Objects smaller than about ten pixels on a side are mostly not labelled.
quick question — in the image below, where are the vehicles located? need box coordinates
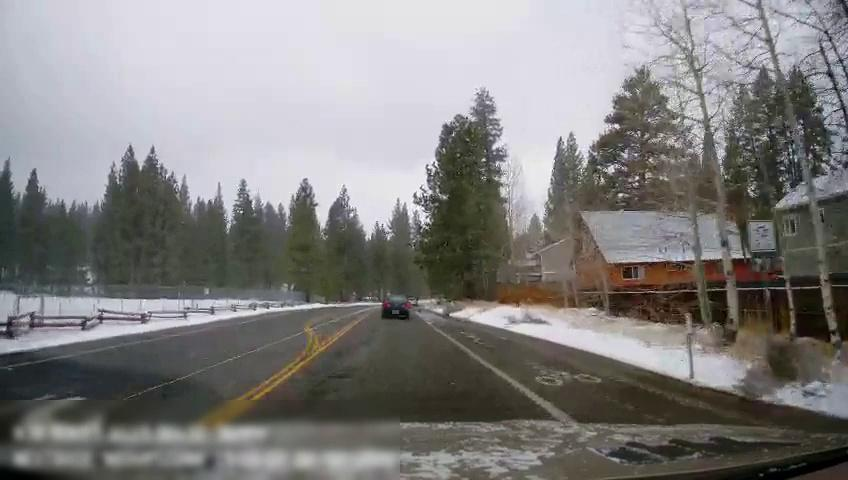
[406,295,419,306]
[381,295,411,320]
